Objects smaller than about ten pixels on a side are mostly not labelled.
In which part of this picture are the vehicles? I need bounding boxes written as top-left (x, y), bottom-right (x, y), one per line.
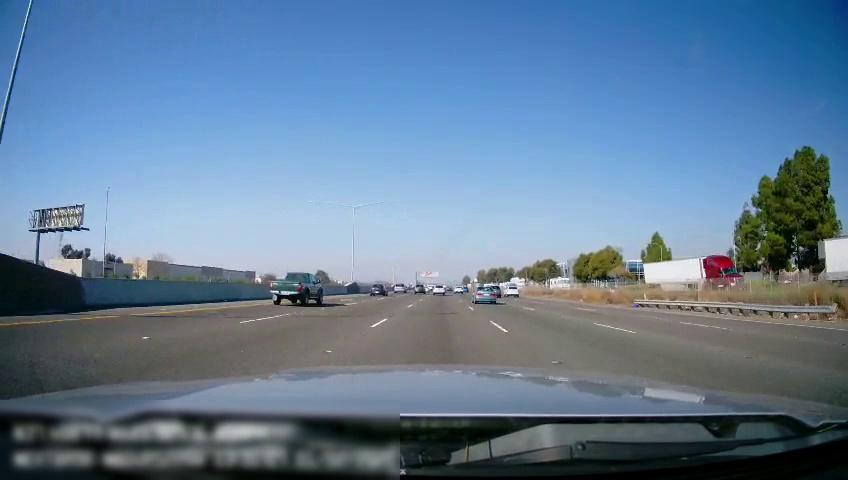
top-left (471, 286), bottom-right (498, 305)
top-left (393, 283), bottom-right (407, 294)
top-left (453, 286), bottom-right (464, 295)
top-left (269, 271), bottom-right (324, 306)
top-left (549, 276), bottom-right (572, 290)
top-left (483, 283), bottom-right (500, 288)
top-left (502, 285), bottom-right (520, 298)
top-left (432, 284), bottom-right (446, 296)
top-left (643, 255), bottom-right (746, 289)
top-left (414, 284), bottom-right (426, 295)
top-left (488, 285), bottom-right (502, 298)
top-left (369, 283), bottom-right (389, 297)
top-left (817, 237), bottom-right (848, 288)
